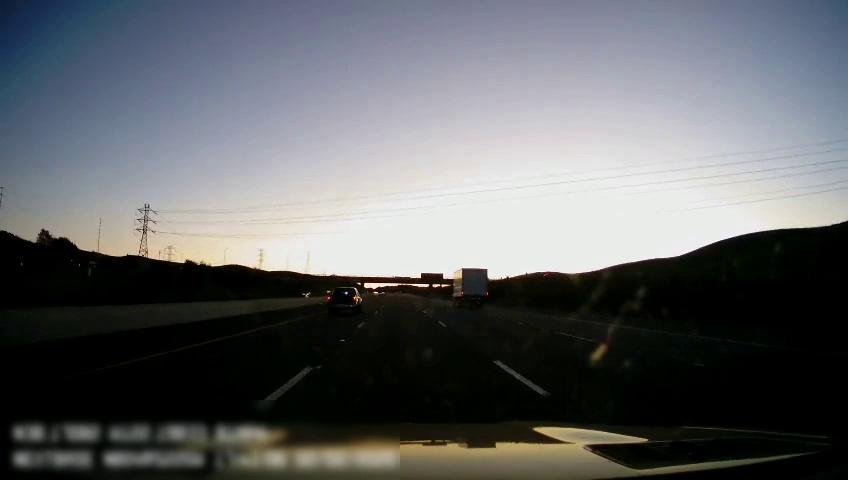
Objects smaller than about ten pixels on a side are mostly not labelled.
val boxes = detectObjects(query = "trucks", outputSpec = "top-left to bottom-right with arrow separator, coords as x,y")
452,267 -> 490,308
327,287 -> 361,310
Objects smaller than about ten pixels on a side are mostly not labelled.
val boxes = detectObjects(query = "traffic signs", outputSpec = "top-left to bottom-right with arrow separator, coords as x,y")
395,276 -> 410,280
